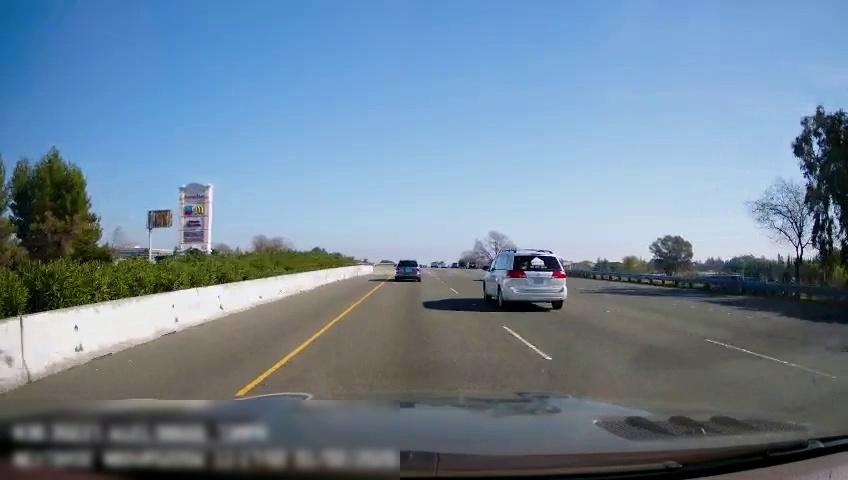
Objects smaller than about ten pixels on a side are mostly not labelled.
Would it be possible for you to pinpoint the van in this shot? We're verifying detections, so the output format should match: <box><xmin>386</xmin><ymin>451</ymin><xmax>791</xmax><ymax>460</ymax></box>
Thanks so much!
<box><xmin>481</xmin><ymin>252</ymin><xmax>568</xmax><ymax>312</ymax></box>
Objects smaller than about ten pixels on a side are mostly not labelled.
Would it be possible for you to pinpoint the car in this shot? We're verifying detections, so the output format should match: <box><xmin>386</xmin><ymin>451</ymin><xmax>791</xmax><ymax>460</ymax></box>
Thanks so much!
<box><xmin>393</xmin><ymin>260</ymin><xmax>423</xmax><ymax>282</ymax></box>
